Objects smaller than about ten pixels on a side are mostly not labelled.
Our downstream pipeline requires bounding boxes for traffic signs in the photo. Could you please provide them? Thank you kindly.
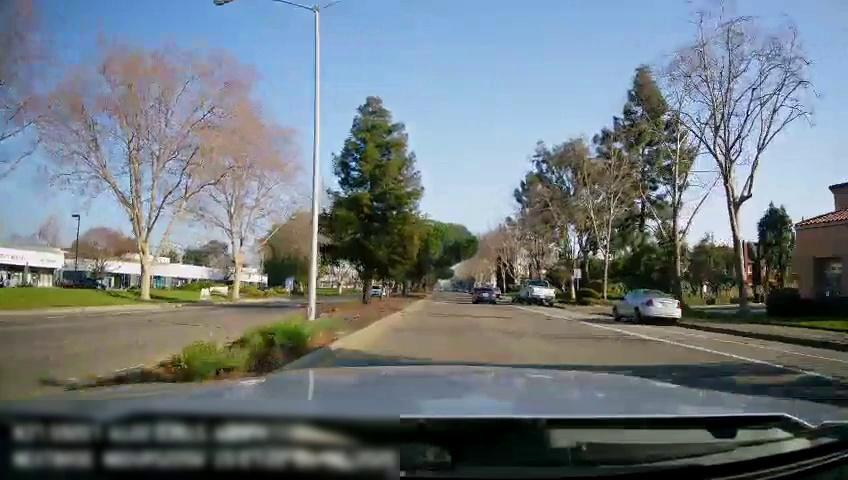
[573,268,582,279]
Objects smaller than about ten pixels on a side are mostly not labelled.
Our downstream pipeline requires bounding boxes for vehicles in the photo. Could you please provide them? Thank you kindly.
[489,287,503,301]
[366,284,386,298]
[611,288,682,327]
[471,287,497,305]
[517,278,557,308]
